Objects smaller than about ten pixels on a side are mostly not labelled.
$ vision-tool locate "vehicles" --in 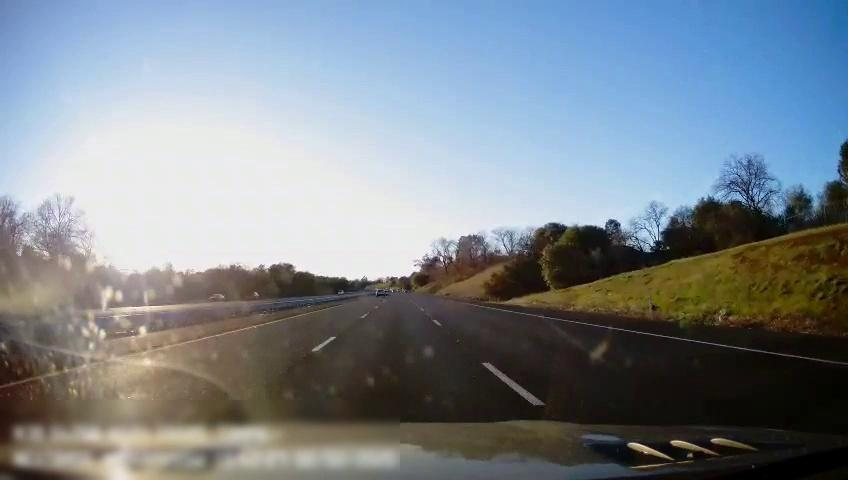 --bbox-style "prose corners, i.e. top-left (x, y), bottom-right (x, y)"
top-left (208, 293), bottom-right (225, 303)
top-left (246, 292), bottom-right (260, 301)
top-left (375, 289), bottom-right (388, 299)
